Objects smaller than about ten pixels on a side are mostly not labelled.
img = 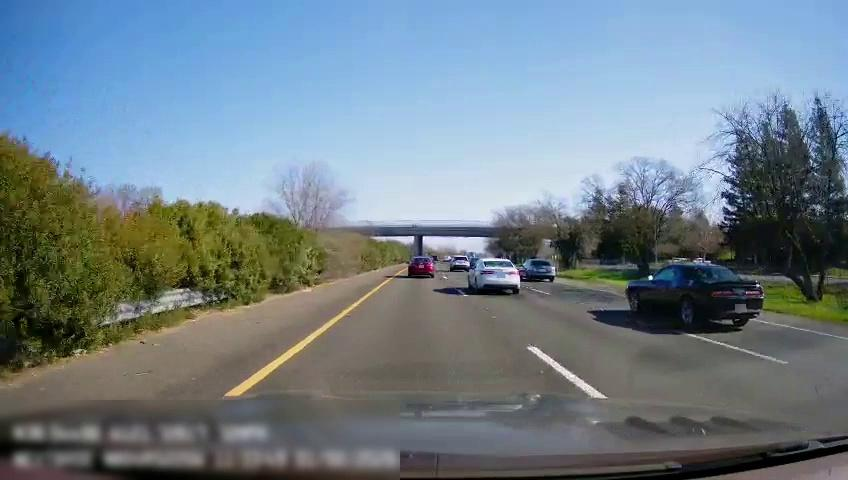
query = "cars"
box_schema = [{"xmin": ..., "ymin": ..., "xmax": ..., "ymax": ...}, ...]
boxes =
[
  {"xmin": 624, "ymin": 263, "xmax": 765, "ymax": 328},
  {"xmin": 516, "ymin": 257, "xmax": 556, "ymax": 281},
  {"xmin": 450, "ymin": 255, "xmax": 470, "ymax": 272},
  {"xmin": 406, "ymin": 255, "xmax": 435, "ymax": 278},
  {"xmin": 467, "ymin": 256, "xmax": 522, "ymax": 296}
]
